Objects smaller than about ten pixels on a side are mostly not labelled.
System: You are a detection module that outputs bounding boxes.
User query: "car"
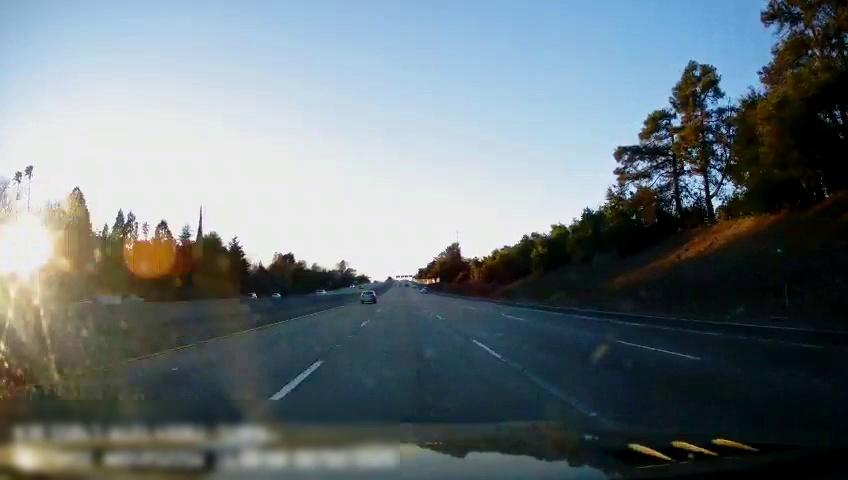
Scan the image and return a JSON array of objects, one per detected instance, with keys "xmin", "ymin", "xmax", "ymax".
[{"xmin": 360, "ymin": 290, "xmax": 378, "ymax": 305}]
